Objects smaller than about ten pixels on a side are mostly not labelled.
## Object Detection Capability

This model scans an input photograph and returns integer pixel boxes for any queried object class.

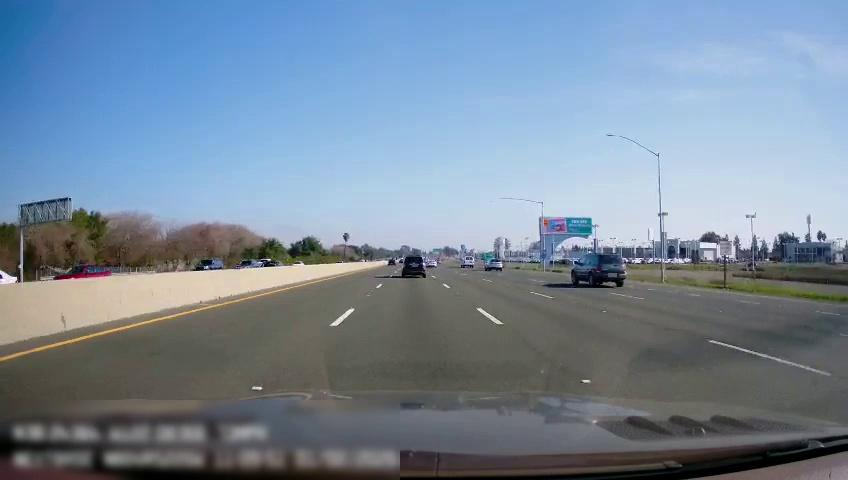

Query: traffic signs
[20,197,72,226]
[482,252,495,261]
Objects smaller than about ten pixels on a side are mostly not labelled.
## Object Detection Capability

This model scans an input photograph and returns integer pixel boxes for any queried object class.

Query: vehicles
[52,264,113,281]
[0,268,17,285]
[260,260,283,268]
[292,261,305,267]
[257,258,272,267]
[461,256,475,269]
[233,258,263,270]
[570,252,628,289]
[401,255,427,279]
[192,258,224,272]
[425,259,437,269]
[484,258,504,272]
